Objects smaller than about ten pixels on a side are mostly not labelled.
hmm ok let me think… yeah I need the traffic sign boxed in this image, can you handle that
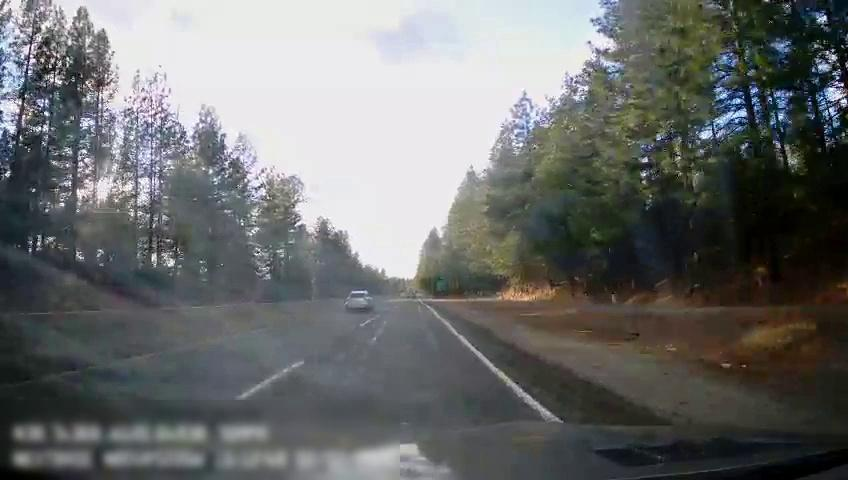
[435,279,449,290]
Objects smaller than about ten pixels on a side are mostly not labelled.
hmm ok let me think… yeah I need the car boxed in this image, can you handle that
[345,290,372,313]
